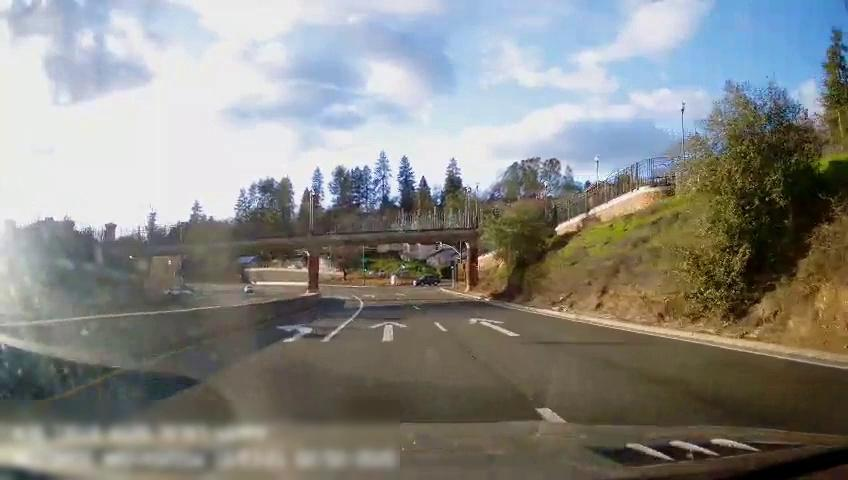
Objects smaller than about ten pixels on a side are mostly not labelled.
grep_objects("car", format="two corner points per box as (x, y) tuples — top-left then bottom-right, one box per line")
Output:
(244, 285), (254, 293)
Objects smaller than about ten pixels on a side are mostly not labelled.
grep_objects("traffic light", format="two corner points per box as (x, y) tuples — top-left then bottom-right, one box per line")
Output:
(450, 259), (455, 270)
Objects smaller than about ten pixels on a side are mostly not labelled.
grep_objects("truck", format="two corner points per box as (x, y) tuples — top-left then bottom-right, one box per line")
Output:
(162, 284), (193, 296)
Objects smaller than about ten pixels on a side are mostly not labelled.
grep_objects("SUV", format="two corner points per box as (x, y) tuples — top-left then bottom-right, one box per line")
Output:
(414, 273), (441, 287)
